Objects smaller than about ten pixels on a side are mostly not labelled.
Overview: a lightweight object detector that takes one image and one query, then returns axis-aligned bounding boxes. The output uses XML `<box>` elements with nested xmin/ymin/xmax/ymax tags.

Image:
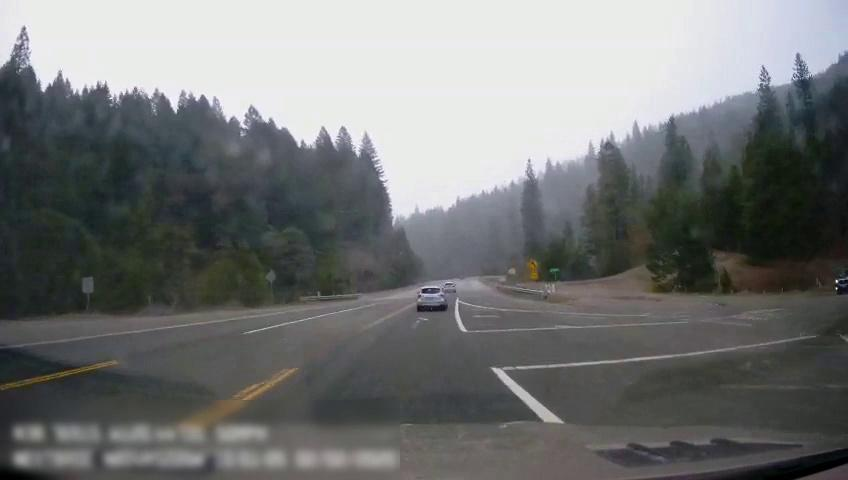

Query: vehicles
<box><xmin>834</xmin><ymin>269</ymin><xmax>848</xmax><ymax>295</ymax></box>
<box><xmin>416</xmin><ymin>286</ymin><xmax>448</xmax><ymax>311</ymax></box>
<box><xmin>443</xmin><ymin>282</ymin><xmax>456</xmax><ymax>293</ymax></box>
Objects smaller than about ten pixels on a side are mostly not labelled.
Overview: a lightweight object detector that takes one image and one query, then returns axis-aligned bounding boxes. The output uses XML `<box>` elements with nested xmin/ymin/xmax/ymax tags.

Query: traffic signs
<box><xmin>527</xmin><ymin>259</ymin><xmax>539</xmax><ymax>271</ymax></box>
